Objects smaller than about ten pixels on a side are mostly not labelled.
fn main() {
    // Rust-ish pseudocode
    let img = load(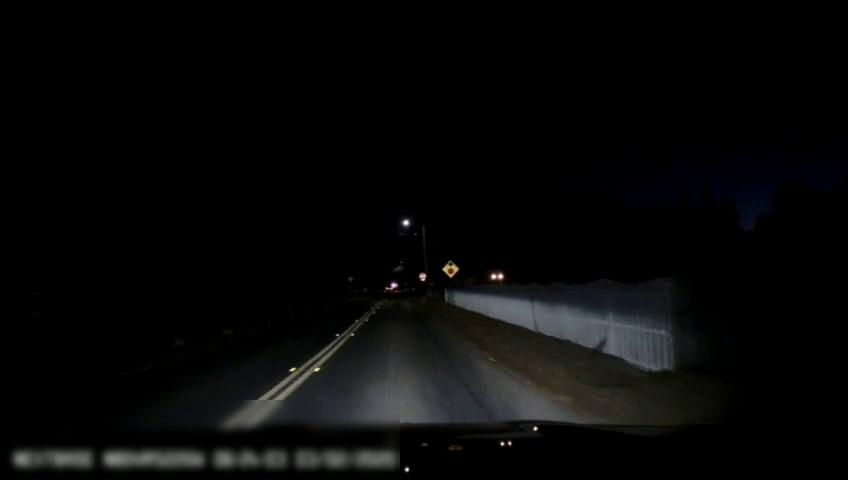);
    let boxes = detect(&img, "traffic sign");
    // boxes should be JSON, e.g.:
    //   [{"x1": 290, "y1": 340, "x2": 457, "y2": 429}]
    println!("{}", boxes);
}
[{"x1": 441, "y1": 260, "x2": 460, "y2": 279}]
